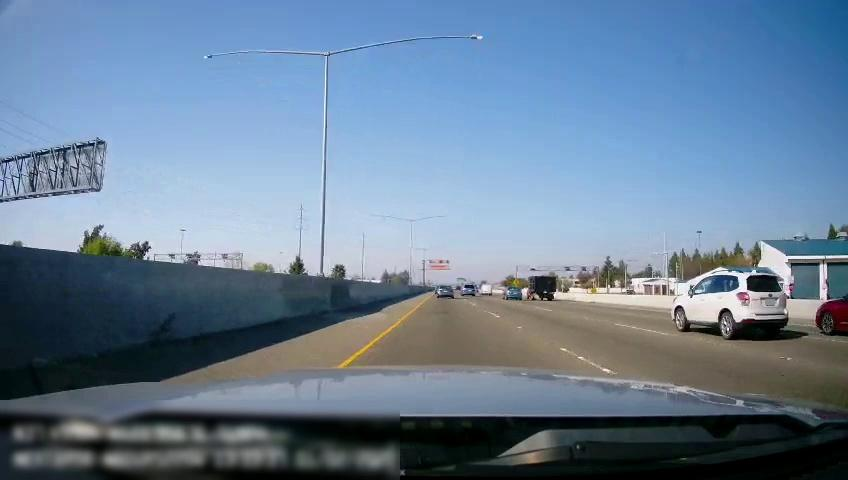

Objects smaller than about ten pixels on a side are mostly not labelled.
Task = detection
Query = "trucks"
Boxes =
[526,276,556,301]
[480,284,492,296]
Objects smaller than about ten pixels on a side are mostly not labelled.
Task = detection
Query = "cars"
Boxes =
[502,287,523,301]
[815,291,848,337]
[436,284,454,298]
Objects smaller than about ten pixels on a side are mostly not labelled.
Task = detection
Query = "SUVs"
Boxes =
[671,272,789,341]
[461,284,476,297]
